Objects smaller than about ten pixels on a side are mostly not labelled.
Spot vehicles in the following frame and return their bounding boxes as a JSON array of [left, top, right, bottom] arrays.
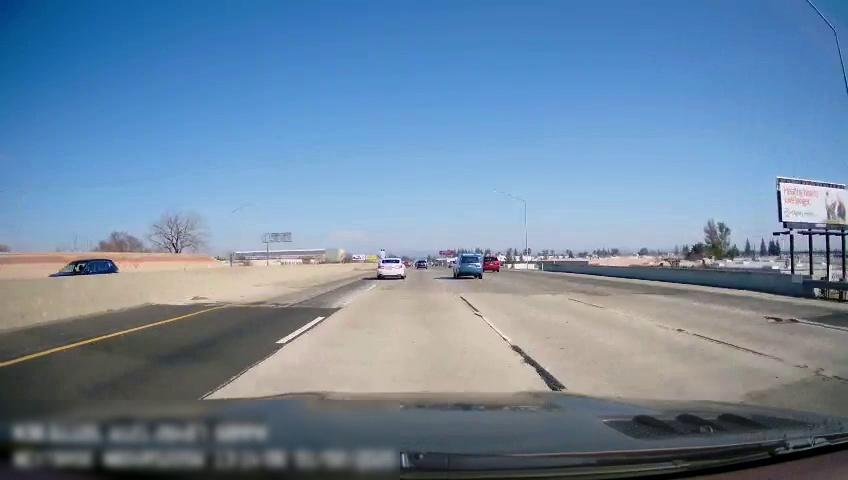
[[416, 260, 428, 270], [479, 255, 501, 272], [47, 258, 120, 278], [376, 256, 408, 280], [452, 254, 484, 280]]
